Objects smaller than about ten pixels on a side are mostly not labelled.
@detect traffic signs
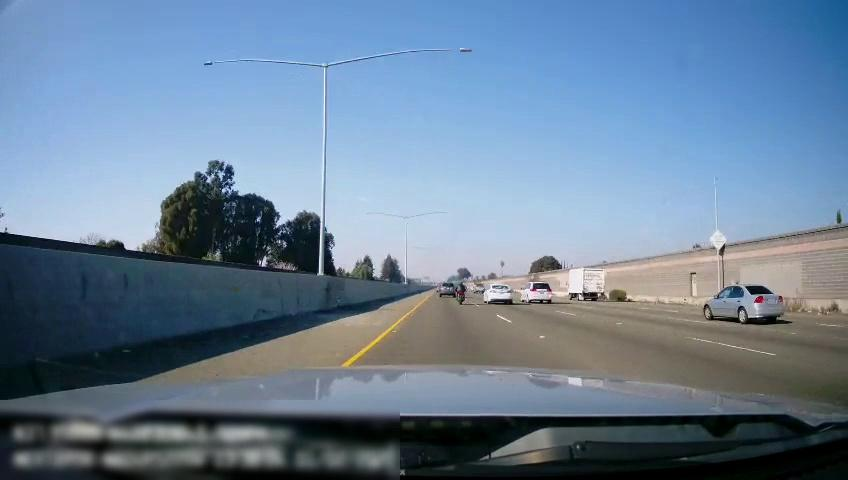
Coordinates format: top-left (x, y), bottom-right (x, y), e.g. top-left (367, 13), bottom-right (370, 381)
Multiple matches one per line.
top-left (709, 229), bottom-right (727, 250)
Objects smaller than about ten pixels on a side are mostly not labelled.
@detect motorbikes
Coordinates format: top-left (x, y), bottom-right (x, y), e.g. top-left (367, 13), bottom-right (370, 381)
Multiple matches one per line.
top-left (455, 281), bottom-right (467, 305)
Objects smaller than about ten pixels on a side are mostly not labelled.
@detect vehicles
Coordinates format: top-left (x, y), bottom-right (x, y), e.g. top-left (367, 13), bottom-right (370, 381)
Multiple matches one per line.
top-left (703, 284), bottom-right (784, 325)
top-left (472, 283), bottom-right (486, 294)
top-left (565, 268), bottom-right (606, 301)
top-left (483, 283), bottom-right (513, 305)
top-left (520, 281), bottom-right (552, 304)
top-left (438, 281), bottom-right (457, 298)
